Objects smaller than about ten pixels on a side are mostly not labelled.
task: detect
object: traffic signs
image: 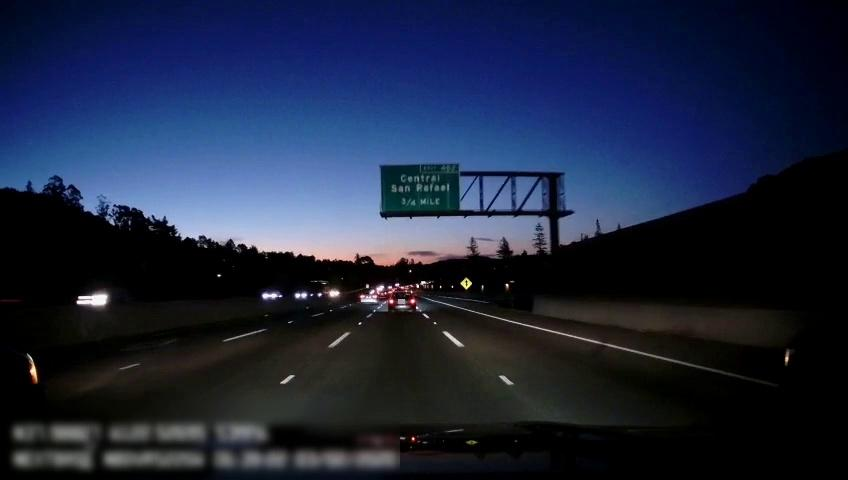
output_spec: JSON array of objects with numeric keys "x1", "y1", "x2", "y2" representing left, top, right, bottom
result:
[
  {"x1": 379, "y1": 163, "x2": 460, "y2": 213},
  {"x1": 460, "y1": 277, "x2": 472, "y2": 290}
]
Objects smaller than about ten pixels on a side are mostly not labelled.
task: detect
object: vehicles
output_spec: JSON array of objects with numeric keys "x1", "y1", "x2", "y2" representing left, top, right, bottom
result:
[
  {"x1": 0, "y1": 291, "x2": 25, "y2": 311},
  {"x1": 75, "y1": 287, "x2": 135, "y2": 307},
  {"x1": 294, "y1": 290, "x2": 310, "y2": 300},
  {"x1": 388, "y1": 291, "x2": 417, "y2": 316},
  {"x1": 0, "y1": 349, "x2": 42, "y2": 438},
  {"x1": 780, "y1": 319, "x2": 848, "y2": 434},
  {"x1": 262, "y1": 290, "x2": 283, "y2": 301},
  {"x1": 309, "y1": 281, "x2": 330, "y2": 300},
  {"x1": 377, "y1": 289, "x2": 389, "y2": 299},
  {"x1": 359, "y1": 290, "x2": 379, "y2": 306}
]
